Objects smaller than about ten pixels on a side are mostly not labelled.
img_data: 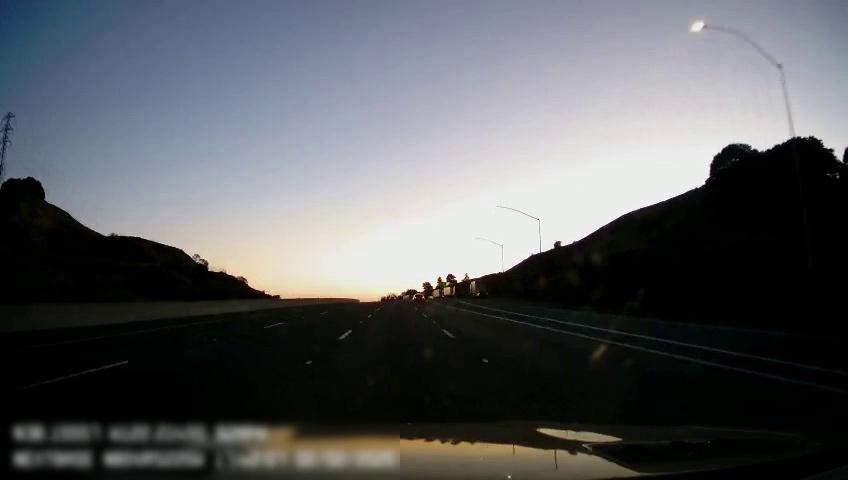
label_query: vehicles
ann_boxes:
[469,280,487,298]
[412,292,425,303]
[432,289,441,299]
[475,290,489,298]
[441,285,453,299]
